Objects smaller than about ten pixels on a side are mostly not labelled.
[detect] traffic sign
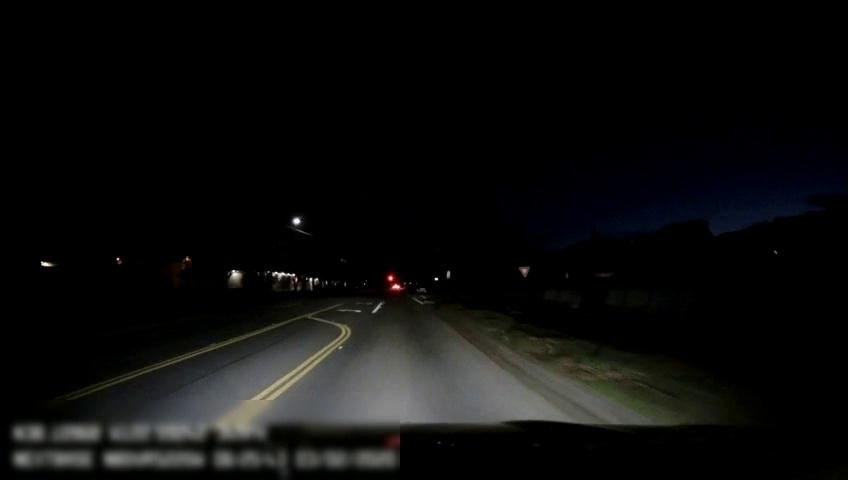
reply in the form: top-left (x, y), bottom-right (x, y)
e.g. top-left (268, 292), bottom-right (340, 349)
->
top-left (520, 266), bottom-right (531, 278)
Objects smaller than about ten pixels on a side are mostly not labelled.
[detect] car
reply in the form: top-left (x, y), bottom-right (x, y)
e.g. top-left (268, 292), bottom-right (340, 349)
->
top-left (416, 287), bottom-right (428, 295)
